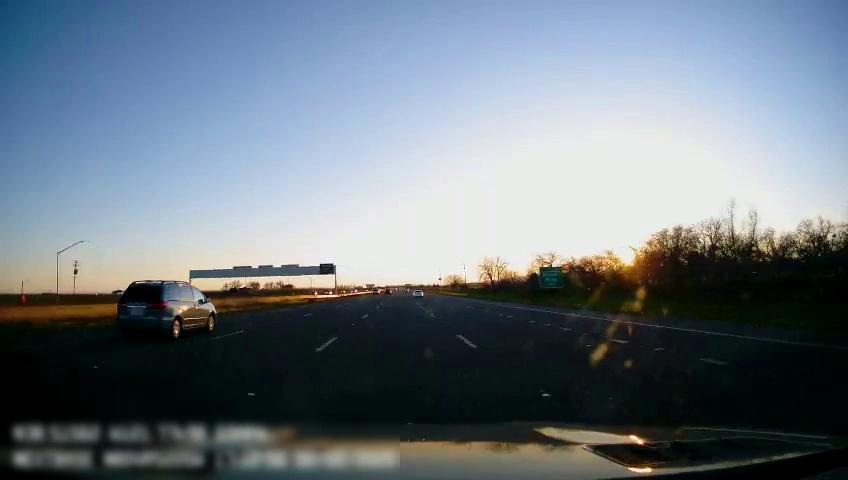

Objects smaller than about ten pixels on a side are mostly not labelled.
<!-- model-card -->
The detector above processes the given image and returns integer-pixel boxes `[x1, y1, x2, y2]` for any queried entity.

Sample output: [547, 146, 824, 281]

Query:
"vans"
[118, 280, 217, 340]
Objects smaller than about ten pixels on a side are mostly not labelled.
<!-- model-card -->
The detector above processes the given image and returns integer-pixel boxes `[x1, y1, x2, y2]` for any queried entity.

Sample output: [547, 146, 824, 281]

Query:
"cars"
[412, 289, 424, 298]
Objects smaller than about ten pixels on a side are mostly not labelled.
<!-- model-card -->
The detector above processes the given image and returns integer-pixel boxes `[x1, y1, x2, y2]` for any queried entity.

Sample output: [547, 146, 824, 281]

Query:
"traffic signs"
[539, 266, 563, 289]
[319, 263, 334, 274]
